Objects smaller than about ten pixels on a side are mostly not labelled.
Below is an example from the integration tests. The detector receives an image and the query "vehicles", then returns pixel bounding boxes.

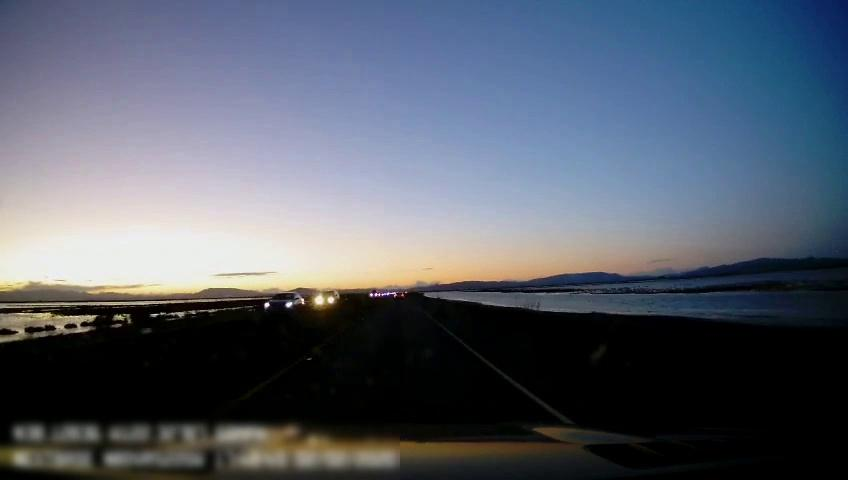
[263,291,306,312]
[312,289,341,307]
[393,291,405,300]
[368,289,381,299]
